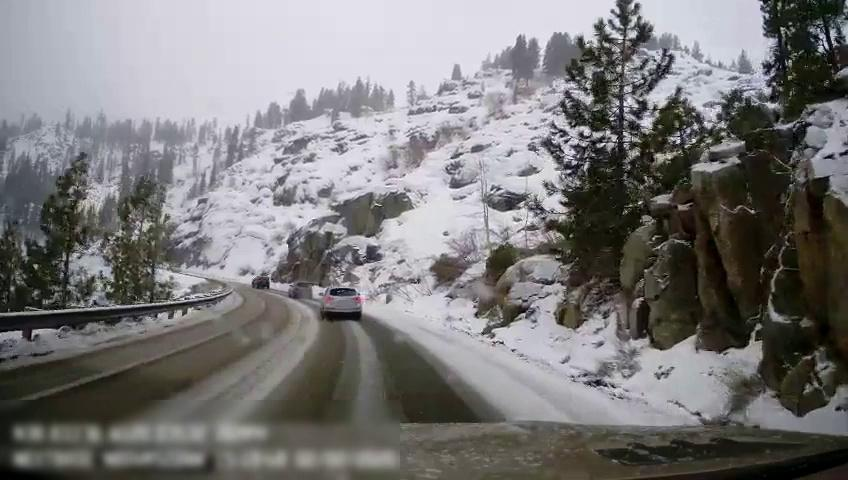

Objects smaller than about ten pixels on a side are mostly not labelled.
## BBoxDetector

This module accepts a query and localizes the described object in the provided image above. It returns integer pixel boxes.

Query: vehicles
[288,282,313,300]
[251,275,270,289]
[318,286,363,320]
